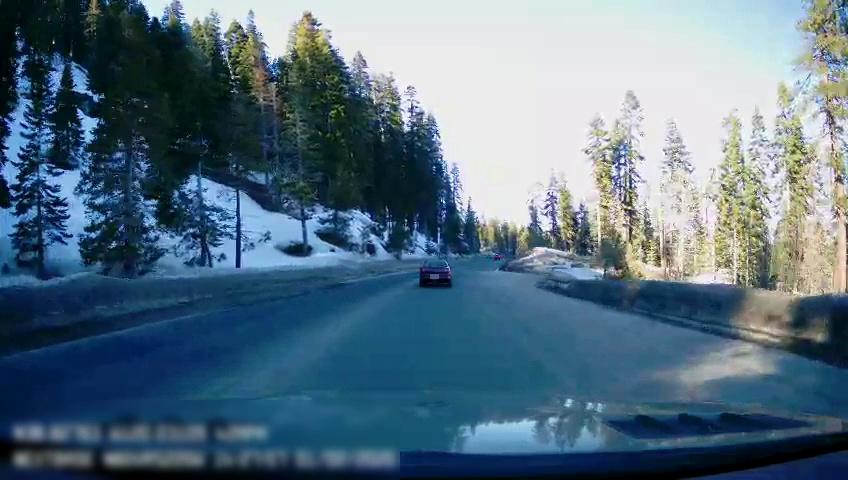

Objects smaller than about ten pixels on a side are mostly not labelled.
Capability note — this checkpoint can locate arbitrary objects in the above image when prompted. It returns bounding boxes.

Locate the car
[418,258,454,288]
